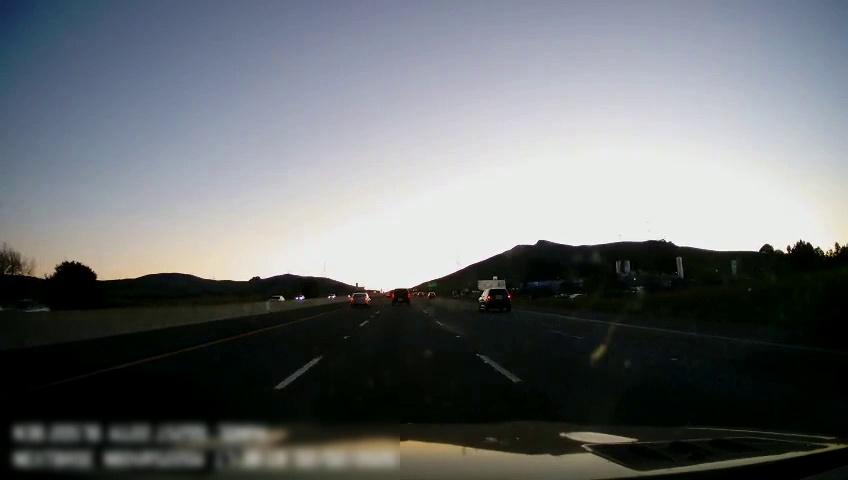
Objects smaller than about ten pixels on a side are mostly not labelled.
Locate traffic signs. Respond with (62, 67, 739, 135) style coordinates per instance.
(427, 283, 438, 288)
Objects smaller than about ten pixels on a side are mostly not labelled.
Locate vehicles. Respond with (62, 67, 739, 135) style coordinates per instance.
(569, 294, 584, 300)
(351, 292, 372, 308)
(478, 287, 511, 312)
(0, 299, 50, 312)
(391, 288, 411, 306)
(267, 296, 286, 303)
(295, 295, 306, 300)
